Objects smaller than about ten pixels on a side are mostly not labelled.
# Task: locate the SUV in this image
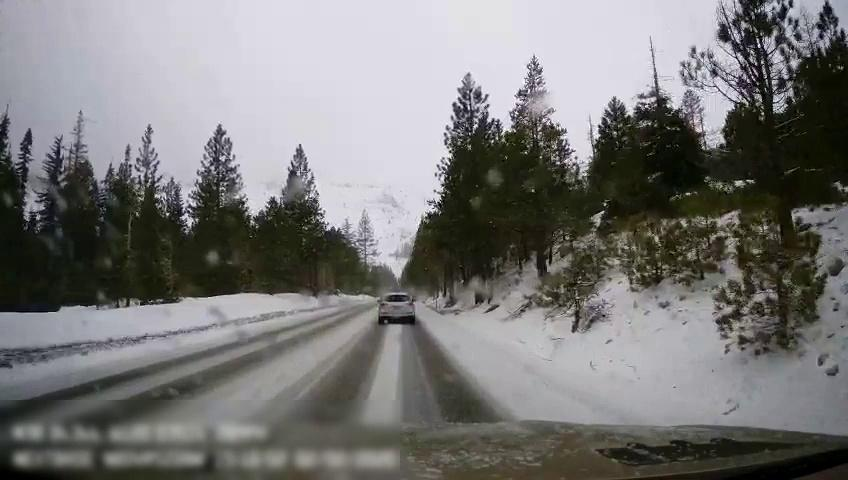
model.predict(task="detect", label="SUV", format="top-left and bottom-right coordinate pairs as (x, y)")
top-left (377, 291), bottom-right (416, 325)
